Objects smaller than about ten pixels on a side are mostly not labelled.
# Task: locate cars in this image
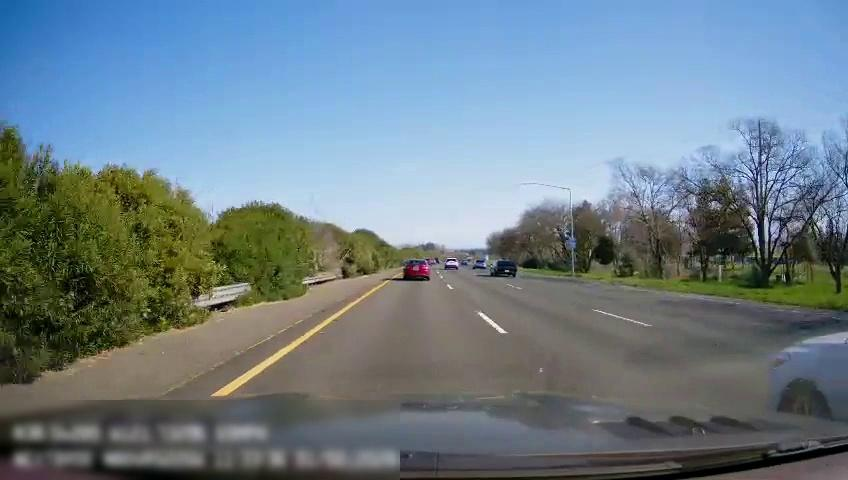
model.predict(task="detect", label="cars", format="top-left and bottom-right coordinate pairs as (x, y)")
top-left (489, 258), bottom-right (517, 278)
top-left (766, 328), bottom-right (848, 425)
top-left (402, 258), bottom-right (431, 281)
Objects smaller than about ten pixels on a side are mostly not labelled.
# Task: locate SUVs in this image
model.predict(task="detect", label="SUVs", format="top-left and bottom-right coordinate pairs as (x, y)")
top-left (443, 256), bottom-right (459, 271)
